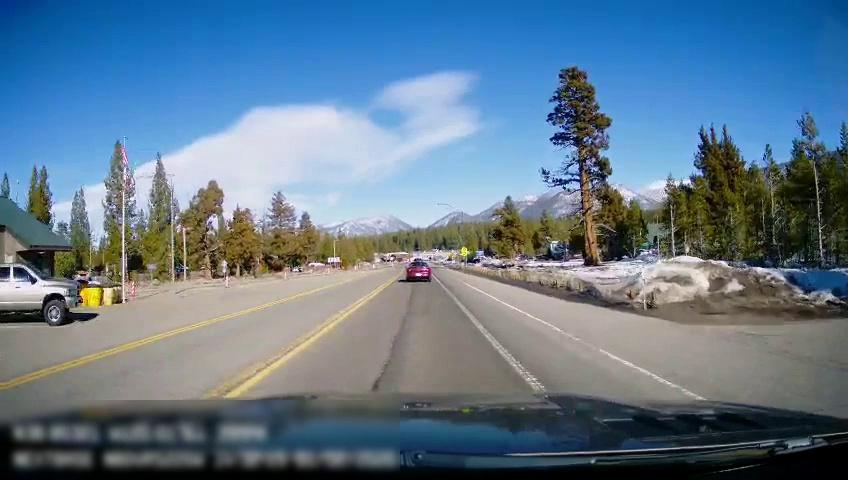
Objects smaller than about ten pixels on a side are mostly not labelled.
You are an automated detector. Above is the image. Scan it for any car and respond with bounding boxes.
[406,262,431,281]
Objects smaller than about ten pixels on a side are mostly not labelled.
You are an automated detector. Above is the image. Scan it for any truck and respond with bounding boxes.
[0,262,80,326]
